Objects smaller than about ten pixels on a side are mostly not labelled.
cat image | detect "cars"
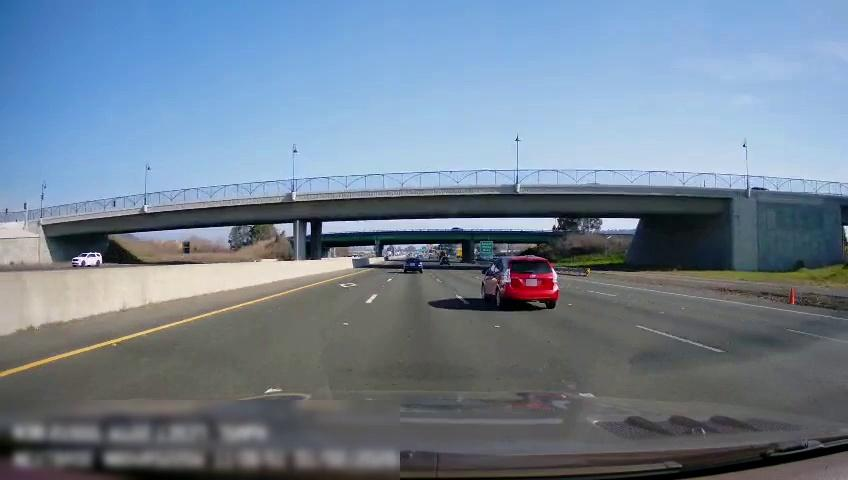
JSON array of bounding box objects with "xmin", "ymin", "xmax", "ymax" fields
[
  {"xmin": 480, "ymin": 256, "xmax": 561, "ymax": 310},
  {"xmin": 403, "ymin": 257, "xmax": 423, "ymax": 273}
]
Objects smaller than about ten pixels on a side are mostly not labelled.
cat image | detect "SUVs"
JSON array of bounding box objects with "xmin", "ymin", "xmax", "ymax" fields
[
  {"xmin": 440, "ymin": 256, "xmax": 450, "ymax": 265},
  {"xmin": 71, "ymin": 252, "xmax": 103, "ymax": 267}
]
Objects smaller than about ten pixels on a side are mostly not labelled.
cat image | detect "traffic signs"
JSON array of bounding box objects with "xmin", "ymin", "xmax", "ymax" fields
[{"xmin": 479, "ymin": 240, "xmax": 493, "ymax": 259}]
